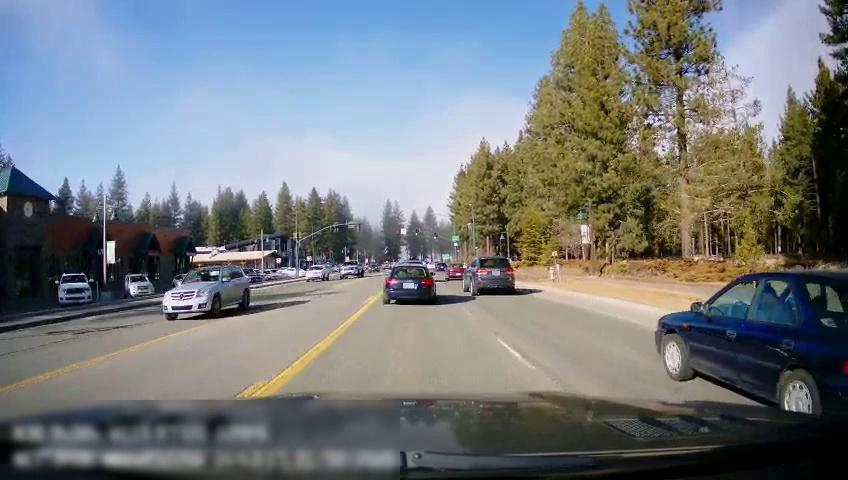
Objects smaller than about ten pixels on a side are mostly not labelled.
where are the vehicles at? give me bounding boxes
[54,272,94,308]
[464,256,515,296]
[306,264,330,282]
[241,269,259,282]
[339,262,366,279]
[122,274,153,297]
[283,267,305,278]
[368,262,381,273]
[162,266,250,320]
[435,261,449,271]
[384,264,435,305]
[448,262,469,281]
[653,270,848,419]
